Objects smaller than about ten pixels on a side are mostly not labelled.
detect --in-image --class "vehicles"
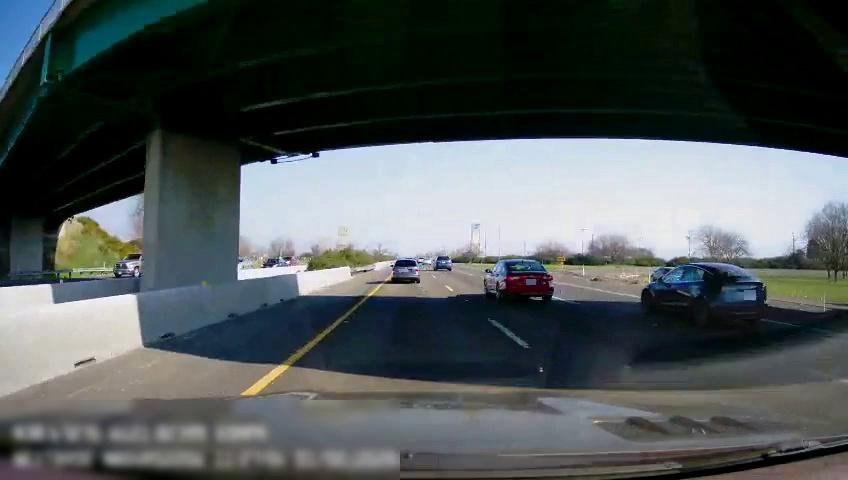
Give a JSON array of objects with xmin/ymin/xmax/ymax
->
[
  {"xmin": 282, "ymin": 255, "xmax": 298, "ymax": 267},
  {"xmin": 113, "ymin": 253, "xmax": 144, "ymax": 278},
  {"xmin": 640, "ymin": 262, "xmax": 768, "ymax": 333},
  {"xmin": 483, "ymin": 257, "xmax": 554, "ymax": 306},
  {"xmin": 433, "ymin": 254, "xmax": 453, "ymax": 271},
  {"xmin": 391, "ymin": 258, "xmax": 420, "ymax": 283},
  {"xmin": 262, "ymin": 257, "xmax": 287, "ymax": 270},
  {"xmin": 650, "ymin": 266, "xmax": 675, "ymax": 283}
]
